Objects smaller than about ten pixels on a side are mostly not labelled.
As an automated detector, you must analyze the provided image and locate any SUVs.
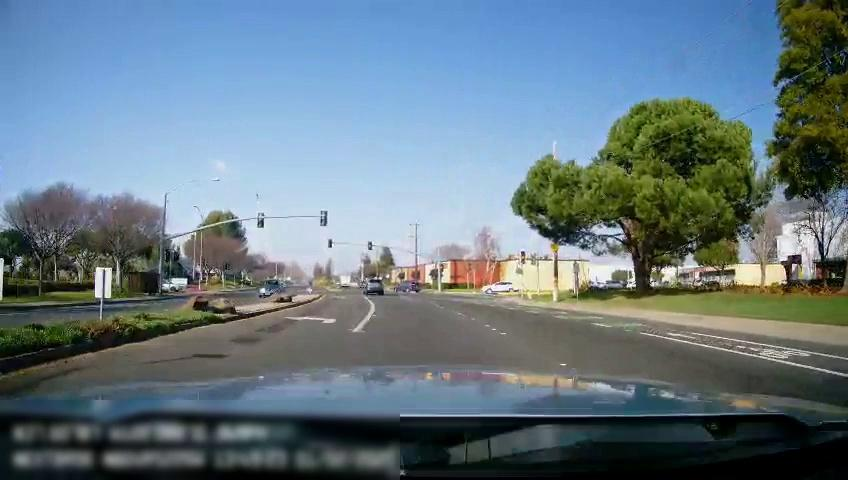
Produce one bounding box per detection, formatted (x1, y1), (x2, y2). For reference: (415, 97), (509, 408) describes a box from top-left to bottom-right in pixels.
(364, 278), (384, 296)
(392, 279), (421, 293)
(258, 279), (289, 298)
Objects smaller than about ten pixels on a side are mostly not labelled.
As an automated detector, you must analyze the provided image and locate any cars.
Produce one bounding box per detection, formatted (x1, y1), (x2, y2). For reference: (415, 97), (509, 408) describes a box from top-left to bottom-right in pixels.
(480, 280), (515, 294)
(157, 280), (179, 293)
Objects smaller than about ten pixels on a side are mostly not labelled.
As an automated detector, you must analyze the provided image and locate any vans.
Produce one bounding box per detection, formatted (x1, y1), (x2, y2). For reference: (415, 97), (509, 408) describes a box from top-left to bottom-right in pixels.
(170, 278), (193, 289)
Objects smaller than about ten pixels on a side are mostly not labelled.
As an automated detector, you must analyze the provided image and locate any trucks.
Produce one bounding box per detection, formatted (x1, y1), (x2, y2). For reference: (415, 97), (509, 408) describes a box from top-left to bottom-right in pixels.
(340, 273), (351, 288)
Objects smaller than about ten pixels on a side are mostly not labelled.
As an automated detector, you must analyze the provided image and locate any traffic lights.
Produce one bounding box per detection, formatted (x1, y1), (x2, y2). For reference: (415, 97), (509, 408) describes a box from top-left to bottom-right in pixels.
(520, 251), (526, 265)
(257, 211), (265, 228)
(320, 209), (328, 226)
